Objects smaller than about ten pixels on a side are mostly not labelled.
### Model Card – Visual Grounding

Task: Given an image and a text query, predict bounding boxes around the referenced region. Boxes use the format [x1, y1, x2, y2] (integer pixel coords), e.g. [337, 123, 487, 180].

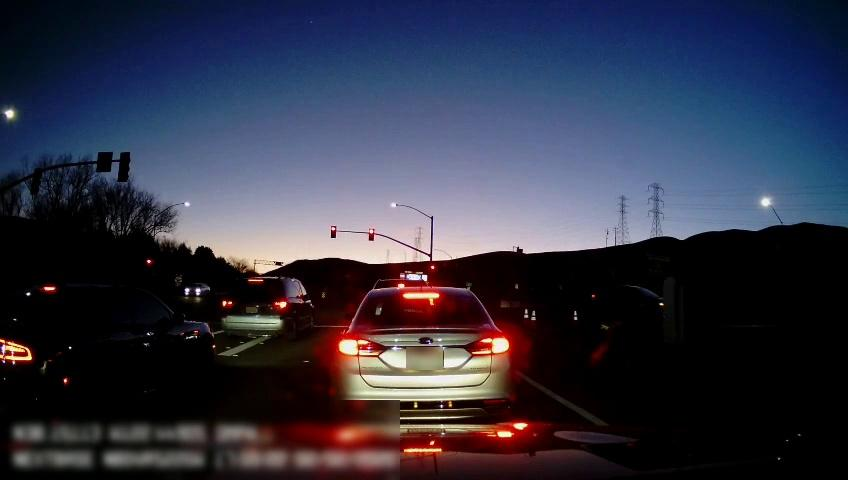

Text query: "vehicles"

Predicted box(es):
[334, 285, 513, 426]
[184, 282, 211, 297]
[372, 279, 432, 301]
[0, 281, 217, 448]
[591, 284, 664, 313]
[219, 276, 314, 340]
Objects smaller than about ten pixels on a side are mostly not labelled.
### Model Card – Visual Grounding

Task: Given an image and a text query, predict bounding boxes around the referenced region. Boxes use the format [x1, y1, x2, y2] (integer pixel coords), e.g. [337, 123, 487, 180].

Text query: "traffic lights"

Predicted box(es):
[30, 167, 43, 196]
[368, 228, 375, 242]
[117, 151, 131, 183]
[330, 224, 337, 239]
